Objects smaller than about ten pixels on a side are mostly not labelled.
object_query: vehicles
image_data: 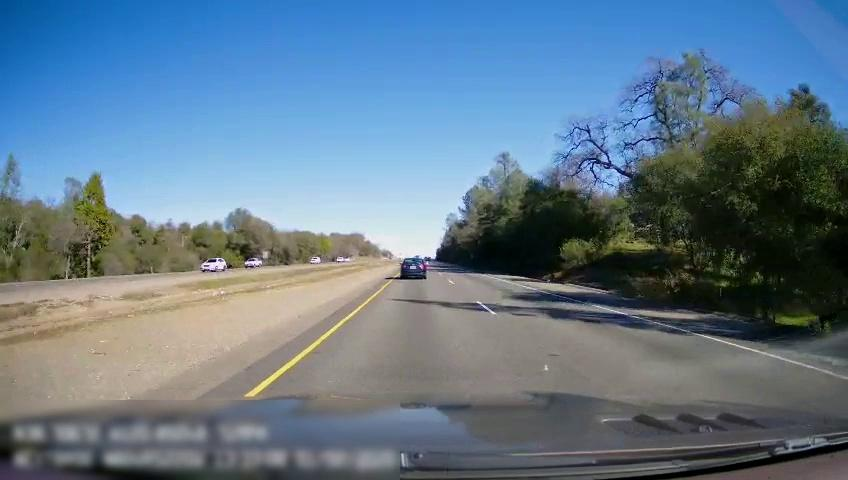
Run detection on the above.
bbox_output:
[310,256,321,264]
[400,257,428,280]
[244,257,262,269]
[200,258,228,273]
